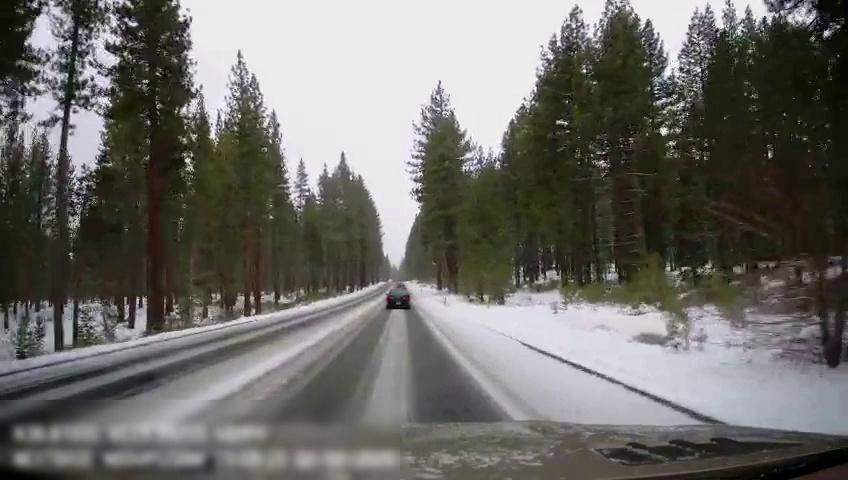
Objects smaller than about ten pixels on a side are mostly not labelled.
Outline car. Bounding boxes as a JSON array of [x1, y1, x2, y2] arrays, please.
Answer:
[[385, 288, 413, 310]]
